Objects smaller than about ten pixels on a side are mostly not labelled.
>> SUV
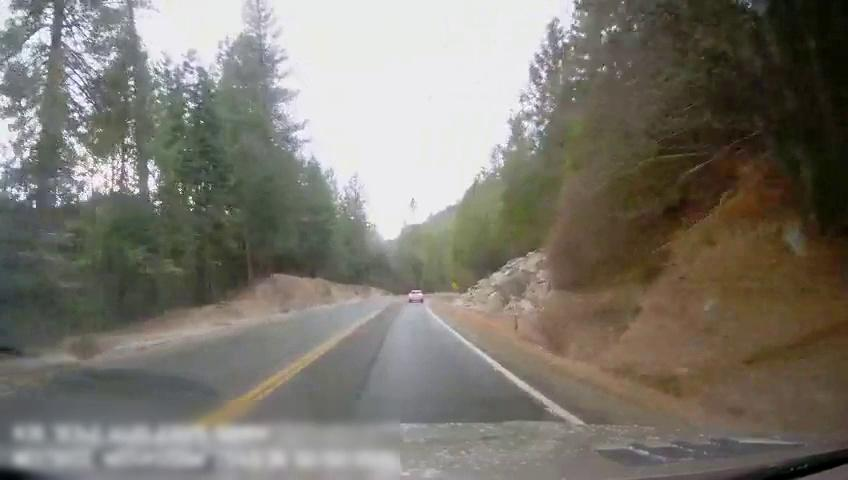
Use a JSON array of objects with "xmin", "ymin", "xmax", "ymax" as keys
[{"xmin": 408, "ymin": 289, "xmax": 424, "ymax": 303}]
